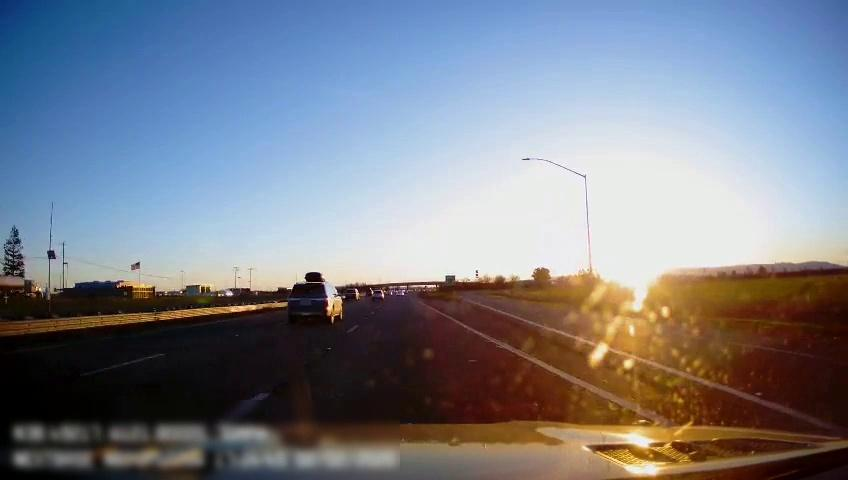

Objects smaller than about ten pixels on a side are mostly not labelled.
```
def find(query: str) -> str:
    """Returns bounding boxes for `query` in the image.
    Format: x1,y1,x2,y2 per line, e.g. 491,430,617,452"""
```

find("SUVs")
344,288,359,300
287,271,343,328
372,289,384,300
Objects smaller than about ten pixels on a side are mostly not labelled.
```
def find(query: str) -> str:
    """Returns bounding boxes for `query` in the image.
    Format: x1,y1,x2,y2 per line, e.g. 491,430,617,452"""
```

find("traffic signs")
445,275,457,288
